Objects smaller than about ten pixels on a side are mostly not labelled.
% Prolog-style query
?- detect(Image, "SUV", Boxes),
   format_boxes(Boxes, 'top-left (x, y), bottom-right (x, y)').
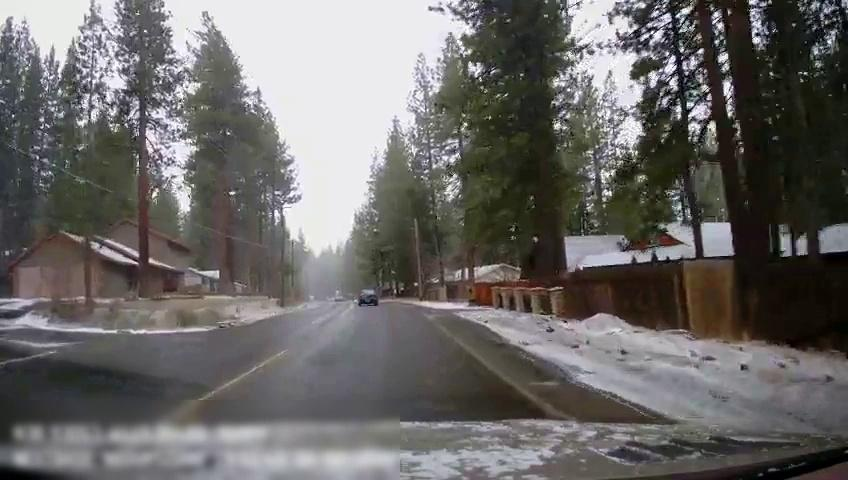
top-left (356, 289), bottom-right (380, 308)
